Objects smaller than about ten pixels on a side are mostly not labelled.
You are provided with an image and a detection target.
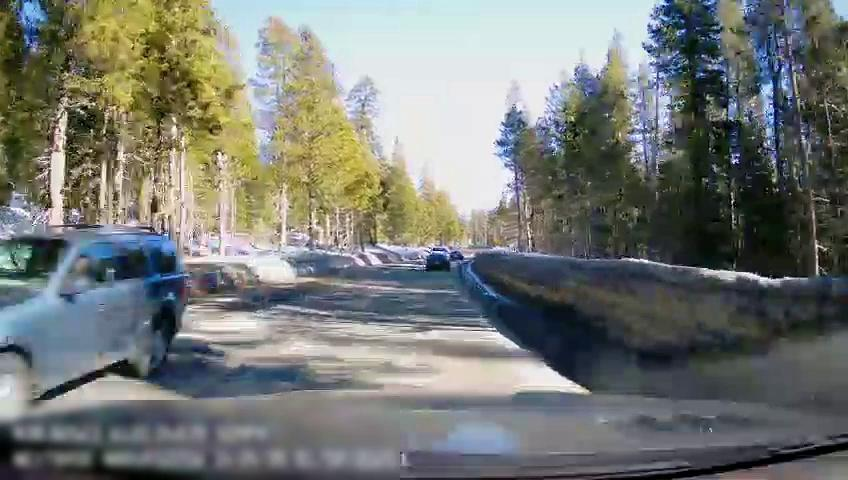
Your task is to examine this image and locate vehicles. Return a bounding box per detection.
[451,251,464,261]
[0,224,186,421]
[424,251,452,271]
